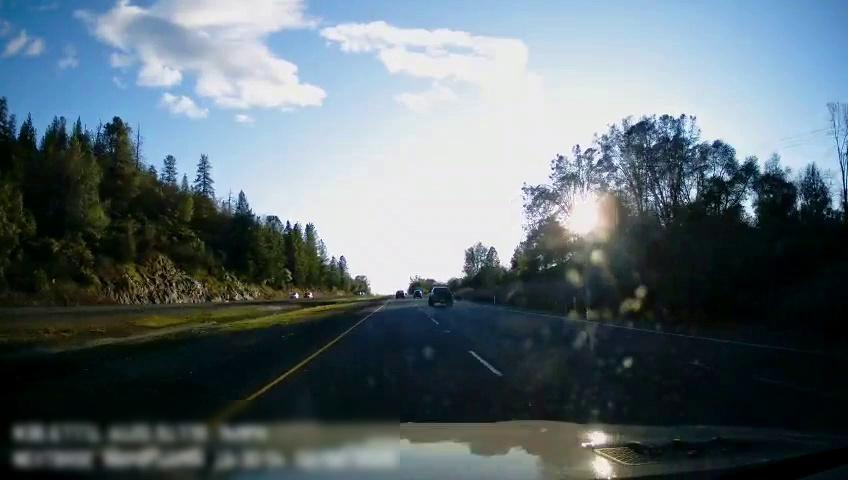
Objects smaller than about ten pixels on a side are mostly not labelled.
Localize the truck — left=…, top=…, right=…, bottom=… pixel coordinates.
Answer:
left=428, top=288, right=452, bottom=306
